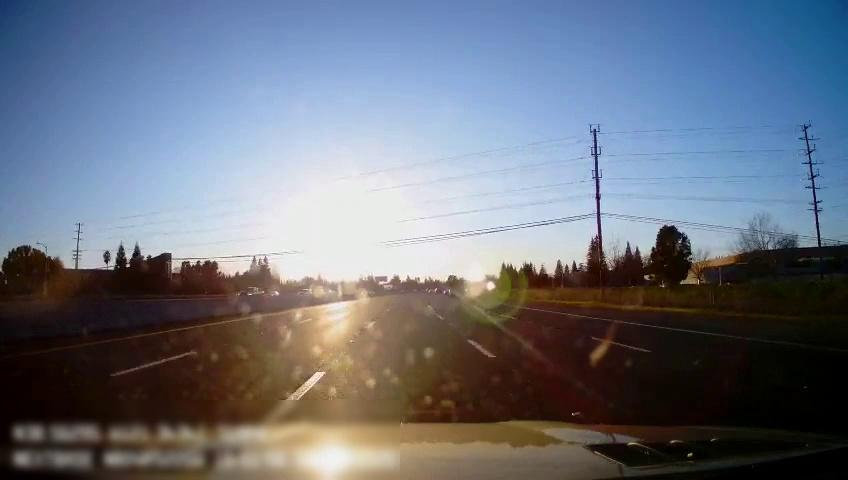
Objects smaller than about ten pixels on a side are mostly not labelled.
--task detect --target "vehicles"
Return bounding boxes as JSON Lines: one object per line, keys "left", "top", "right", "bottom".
{"left": 264, "top": 290, "right": 280, "bottom": 297}
{"left": 235, "top": 286, "right": 265, "bottom": 297}
{"left": 297, "top": 288, "right": 313, "bottom": 297}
